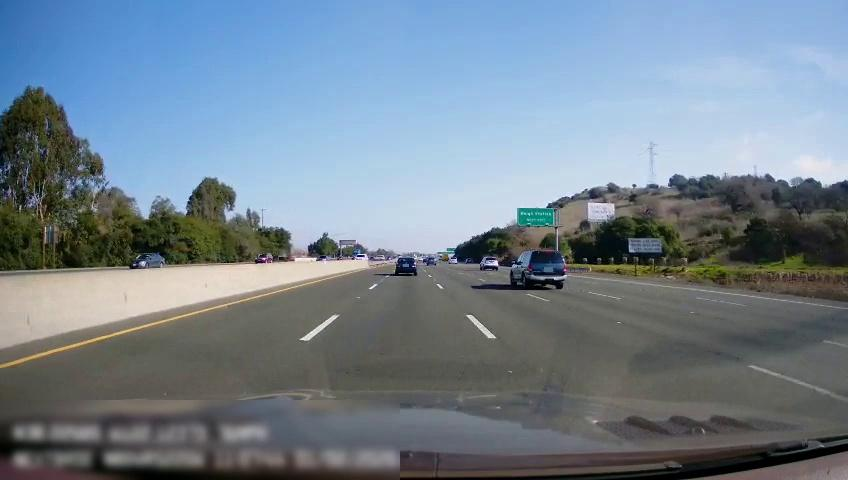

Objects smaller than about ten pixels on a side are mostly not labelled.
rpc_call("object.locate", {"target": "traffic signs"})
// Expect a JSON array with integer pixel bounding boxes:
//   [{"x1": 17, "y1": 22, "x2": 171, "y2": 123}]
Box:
[
  {"x1": 437, "y1": 251, "x2": 452, "y2": 254},
  {"x1": 516, "y1": 207, "x2": 556, "y2": 228},
  {"x1": 339, "y1": 239, "x2": 357, "y2": 246},
  {"x1": 628, "y1": 237, "x2": 664, "y2": 254}
]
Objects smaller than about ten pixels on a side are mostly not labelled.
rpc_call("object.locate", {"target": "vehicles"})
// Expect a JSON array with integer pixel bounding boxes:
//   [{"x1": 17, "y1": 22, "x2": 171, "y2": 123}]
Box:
[
  {"x1": 426, "y1": 257, "x2": 437, "y2": 267},
  {"x1": 129, "y1": 251, "x2": 166, "y2": 271},
  {"x1": 509, "y1": 248, "x2": 568, "y2": 290},
  {"x1": 254, "y1": 252, "x2": 273, "y2": 265},
  {"x1": 395, "y1": 257, "x2": 417, "y2": 276},
  {"x1": 353, "y1": 253, "x2": 370, "y2": 261},
  {"x1": 373, "y1": 254, "x2": 386, "y2": 261},
  {"x1": 315, "y1": 254, "x2": 331, "y2": 262},
  {"x1": 479, "y1": 257, "x2": 499, "y2": 271}
]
